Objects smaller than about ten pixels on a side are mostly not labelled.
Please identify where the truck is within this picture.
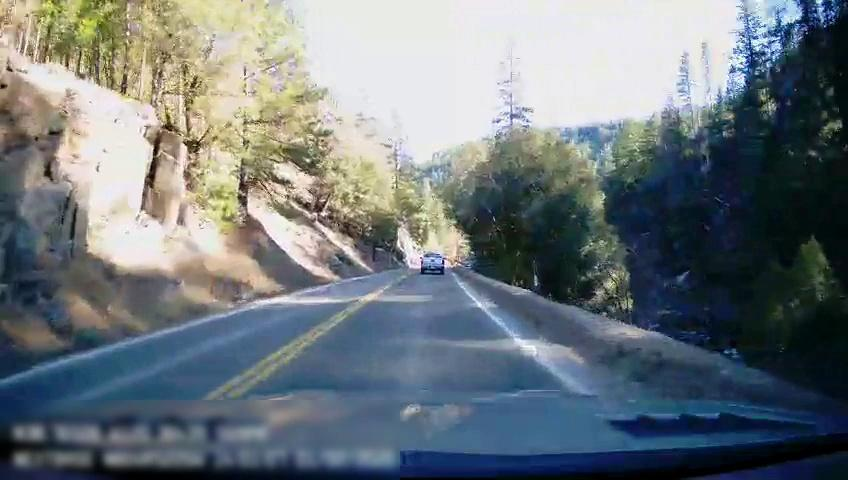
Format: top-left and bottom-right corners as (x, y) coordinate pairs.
(420, 253), (444, 273)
